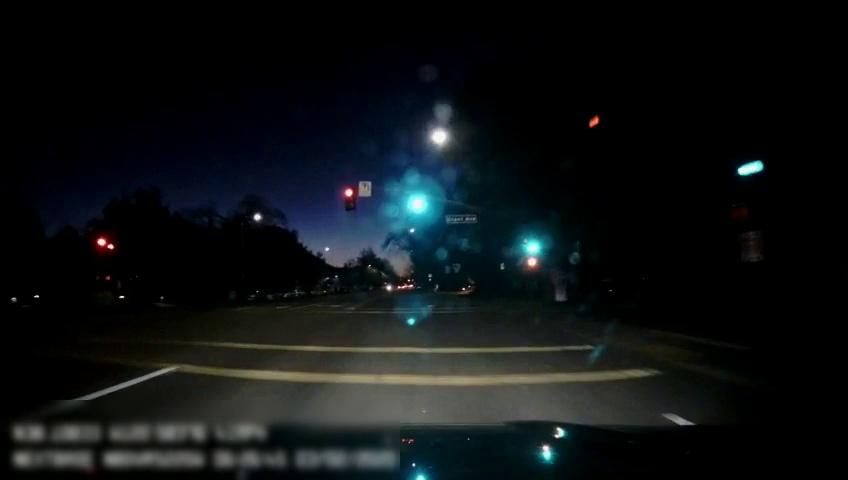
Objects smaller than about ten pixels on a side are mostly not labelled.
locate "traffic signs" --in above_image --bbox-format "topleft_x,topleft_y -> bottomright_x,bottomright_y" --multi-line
360,182 -> 370,197
445,214 -> 478,223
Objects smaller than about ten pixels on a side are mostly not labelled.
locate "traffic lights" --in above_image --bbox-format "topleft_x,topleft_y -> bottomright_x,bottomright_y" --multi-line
525,234 -> 539,258
343,187 -> 356,211
413,188 -> 424,210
